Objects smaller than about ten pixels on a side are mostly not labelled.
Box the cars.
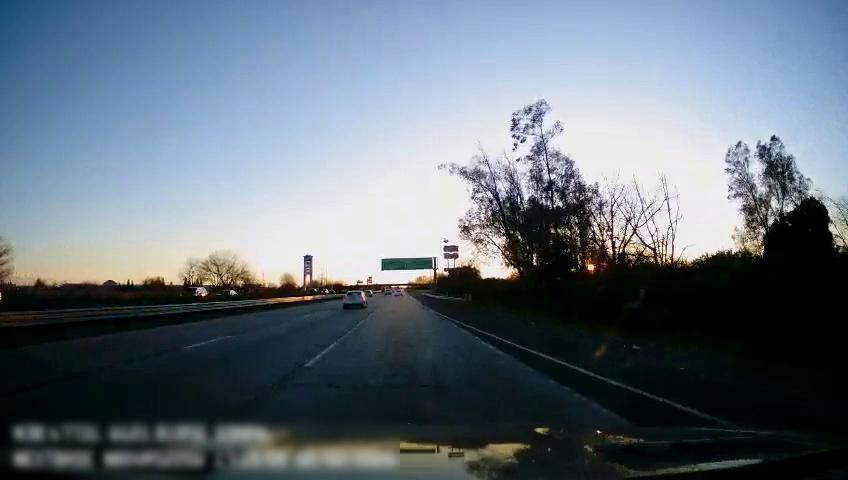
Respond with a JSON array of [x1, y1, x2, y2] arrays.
[[216, 289, 239, 299], [343, 291, 368, 311]]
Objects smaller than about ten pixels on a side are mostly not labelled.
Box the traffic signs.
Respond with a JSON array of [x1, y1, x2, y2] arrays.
[[381, 257, 433, 271]]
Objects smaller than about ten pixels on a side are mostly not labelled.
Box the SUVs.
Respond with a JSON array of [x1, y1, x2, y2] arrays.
[[182, 286, 208, 300]]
